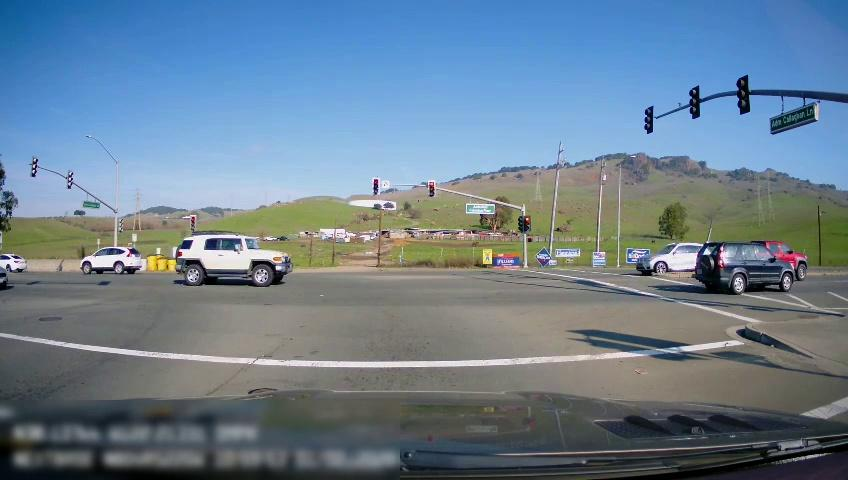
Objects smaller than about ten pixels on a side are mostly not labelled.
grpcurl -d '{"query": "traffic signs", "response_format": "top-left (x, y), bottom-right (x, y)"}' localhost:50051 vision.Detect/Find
top-left (464, 201), bottom-right (497, 216)
top-left (82, 199), bottom-right (101, 209)
top-left (768, 100), bottom-right (821, 135)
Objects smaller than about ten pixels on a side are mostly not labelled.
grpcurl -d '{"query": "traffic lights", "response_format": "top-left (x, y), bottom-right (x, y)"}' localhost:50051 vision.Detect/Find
top-left (523, 214), bottom-right (532, 232)
top-left (735, 74), bottom-right (751, 115)
top-left (516, 215), bottom-right (525, 232)
top-left (426, 178), bottom-right (437, 197)
top-left (372, 177), bottom-right (381, 196)
top-left (30, 156), bottom-right (40, 178)
top-left (643, 104), bottom-right (655, 135)
top-left (687, 84), bottom-right (702, 120)
top-left (66, 169), bottom-right (75, 190)
top-left (117, 215), bottom-right (125, 233)
top-left (189, 214), bottom-right (198, 232)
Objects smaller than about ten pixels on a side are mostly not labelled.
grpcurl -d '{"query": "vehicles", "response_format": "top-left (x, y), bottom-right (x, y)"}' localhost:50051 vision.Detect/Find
top-left (0, 266), bottom-right (9, 288)
top-left (172, 229), bottom-right (294, 288)
top-left (636, 241), bottom-right (708, 276)
top-left (751, 239), bottom-right (810, 282)
top-left (0, 253), bottom-right (27, 273)
top-left (690, 241), bottom-right (797, 295)
top-left (78, 246), bottom-right (144, 275)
